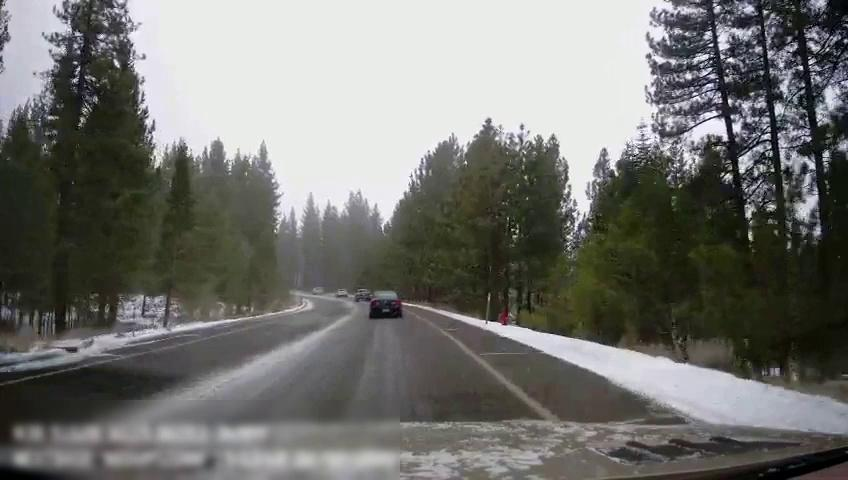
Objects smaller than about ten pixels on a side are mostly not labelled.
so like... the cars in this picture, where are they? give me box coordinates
[369,290,402,319]
[354,288,372,303]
